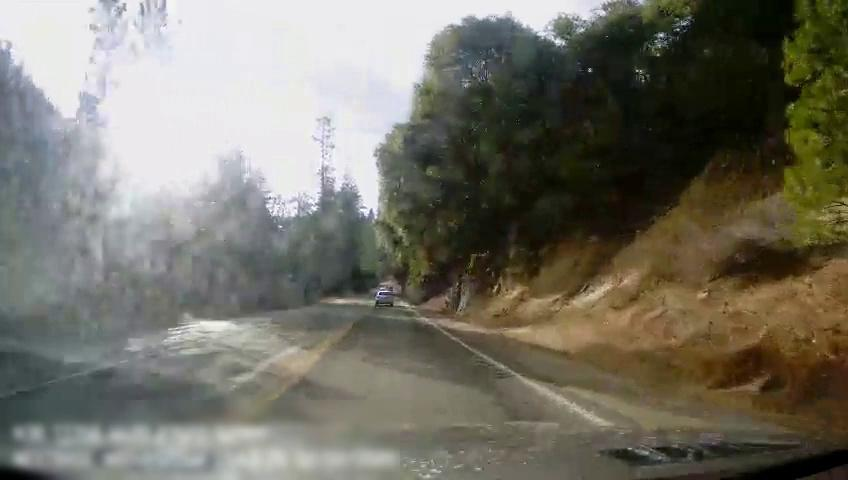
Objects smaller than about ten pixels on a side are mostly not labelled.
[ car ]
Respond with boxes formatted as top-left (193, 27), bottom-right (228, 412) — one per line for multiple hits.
top-left (374, 289), bottom-right (395, 307)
